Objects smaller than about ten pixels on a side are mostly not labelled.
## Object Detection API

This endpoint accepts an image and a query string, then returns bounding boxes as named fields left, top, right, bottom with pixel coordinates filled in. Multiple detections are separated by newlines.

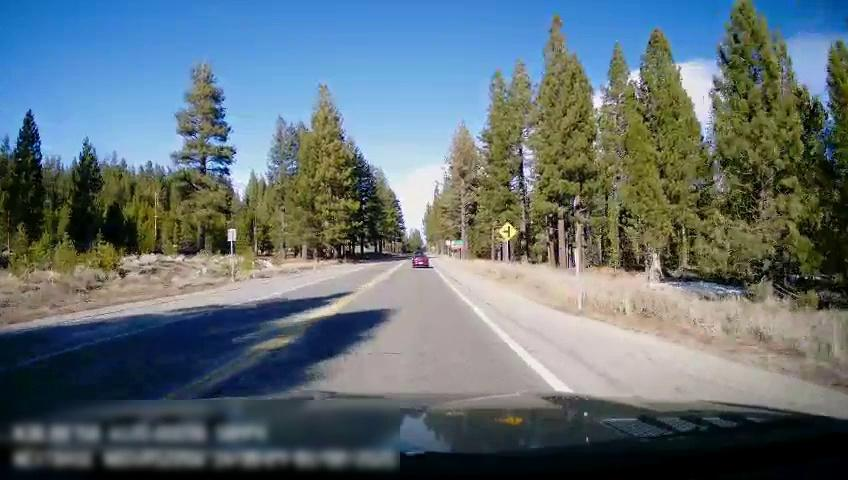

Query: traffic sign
left=496, top=221, right=518, bottom=241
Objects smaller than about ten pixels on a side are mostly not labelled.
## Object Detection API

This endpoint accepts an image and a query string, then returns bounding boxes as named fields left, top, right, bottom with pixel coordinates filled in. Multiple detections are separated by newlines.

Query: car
left=411, top=253, right=430, bottom=269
